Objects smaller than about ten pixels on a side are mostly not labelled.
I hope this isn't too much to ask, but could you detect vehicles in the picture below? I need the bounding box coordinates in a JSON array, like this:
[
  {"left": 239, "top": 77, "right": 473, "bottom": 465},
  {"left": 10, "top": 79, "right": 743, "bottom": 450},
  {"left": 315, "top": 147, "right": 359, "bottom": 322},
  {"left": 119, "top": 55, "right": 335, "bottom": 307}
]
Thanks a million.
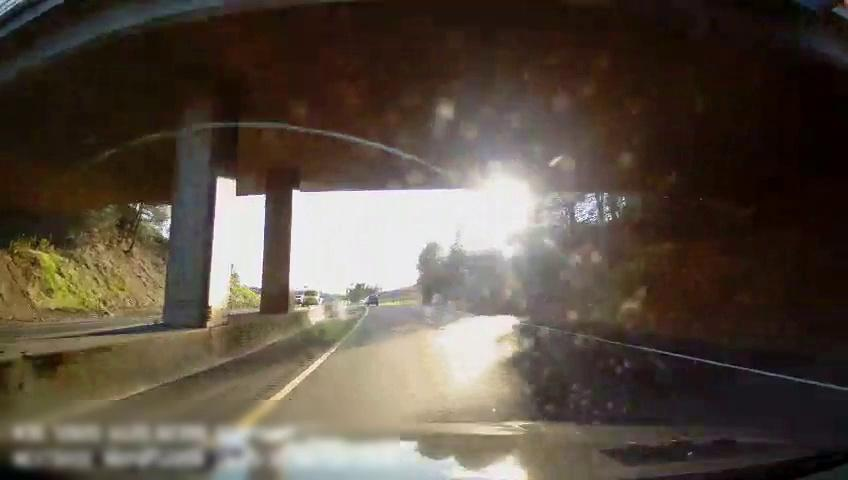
[
  {"left": 367, "top": 293, "right": 380, "bottom": 306},
  {"left": 294, "top": 294, "right": 304, "bottom": 305},
  {"left": 301, "top": 289, "right": 324, "bottom": 307}
]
